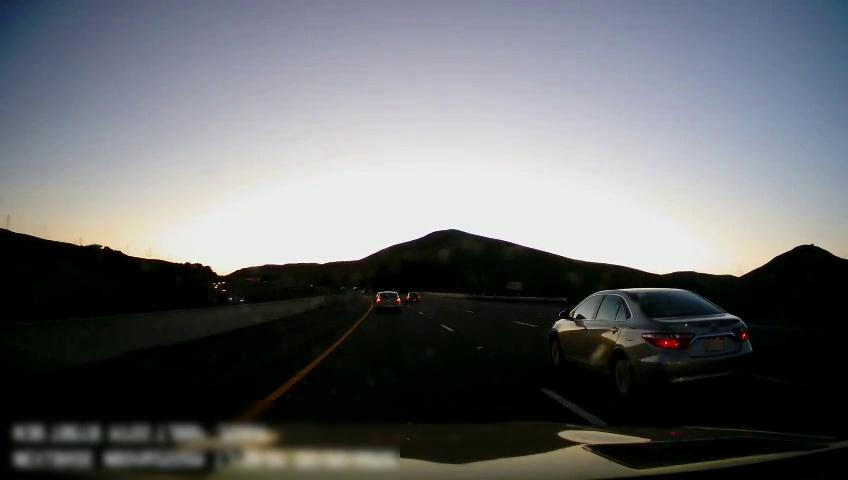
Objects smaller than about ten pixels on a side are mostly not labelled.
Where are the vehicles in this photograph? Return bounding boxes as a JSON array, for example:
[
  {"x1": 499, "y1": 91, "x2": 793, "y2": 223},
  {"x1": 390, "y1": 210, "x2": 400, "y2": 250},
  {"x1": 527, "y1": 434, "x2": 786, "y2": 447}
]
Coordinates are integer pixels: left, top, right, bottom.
[
  {"x1": 549, "y1": 287, "x2": 753, "y2": 399},
  {"x1": 406, "y1": 292, "x2": 421, "y2": 303},
  {"x1": 375, "y1": 291, "x2": 401, "y2": 313}
]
